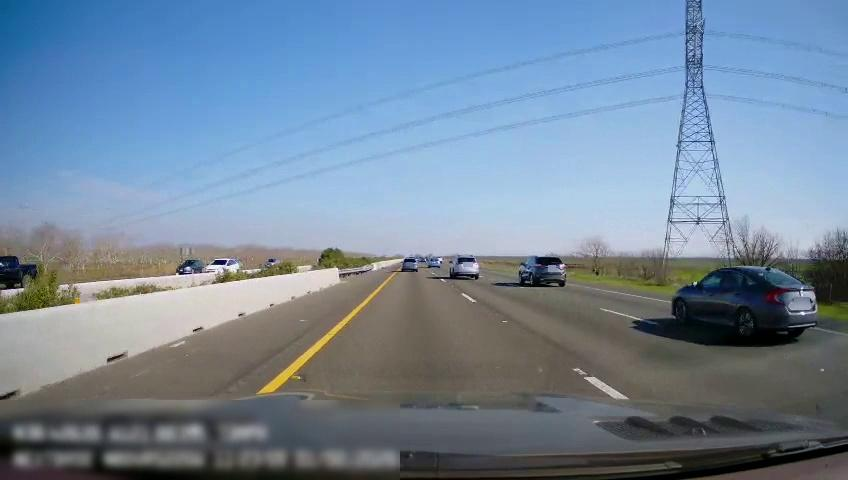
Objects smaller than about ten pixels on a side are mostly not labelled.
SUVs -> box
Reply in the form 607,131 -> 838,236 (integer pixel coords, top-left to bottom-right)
427,257 -> 441,269
449,253 -> 480,280
518,256 -> 567,287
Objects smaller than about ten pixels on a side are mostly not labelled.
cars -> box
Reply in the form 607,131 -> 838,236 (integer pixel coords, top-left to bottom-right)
670,266 -> 820,341
401,257 -> 419,272
176,259 -> 205,275
205,258 -> 240,273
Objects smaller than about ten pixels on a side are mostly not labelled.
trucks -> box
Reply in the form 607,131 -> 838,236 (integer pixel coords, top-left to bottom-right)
0,255 -> 37,290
